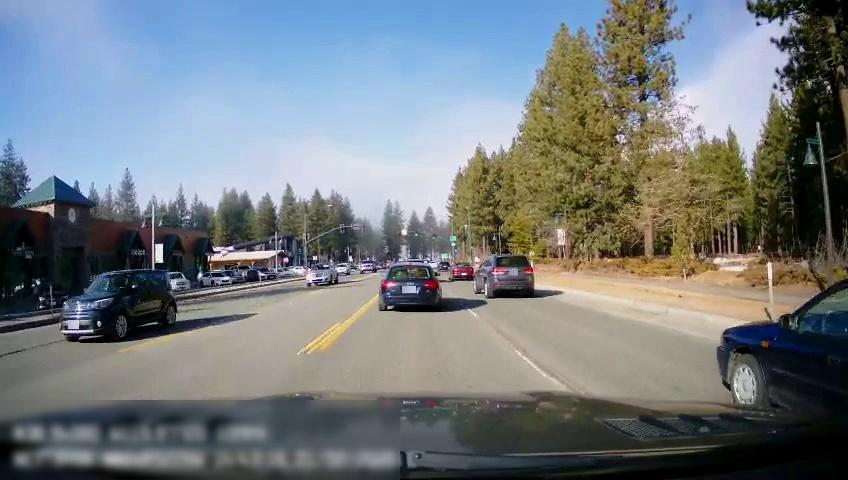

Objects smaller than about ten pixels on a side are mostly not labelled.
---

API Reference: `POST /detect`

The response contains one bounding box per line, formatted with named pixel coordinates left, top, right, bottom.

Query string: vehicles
left=359, top=260, right=375, bottom=273
left=223, top=270, right=240, bottom=283
left=474, top=253, right=535, bottom=299
left=60, top=271, right=178, bottom=341
left=305, top=263, right=339, bottom=287
left=378, top=263, right=440, bottom=312
left=164, top=271, right=191, bottom=291
left=201, top=270, right=232, bottom=287
left=435, top=260, right=450, bottom=271
left=450, top=262, right=474, bottom=282
left=238, top=269, right=259, bottom=282
left=334, top=262, right=351, bottom=276
left=717, top=277, right=848, bottom=419
left=254, top=268, right=277, bottom=281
